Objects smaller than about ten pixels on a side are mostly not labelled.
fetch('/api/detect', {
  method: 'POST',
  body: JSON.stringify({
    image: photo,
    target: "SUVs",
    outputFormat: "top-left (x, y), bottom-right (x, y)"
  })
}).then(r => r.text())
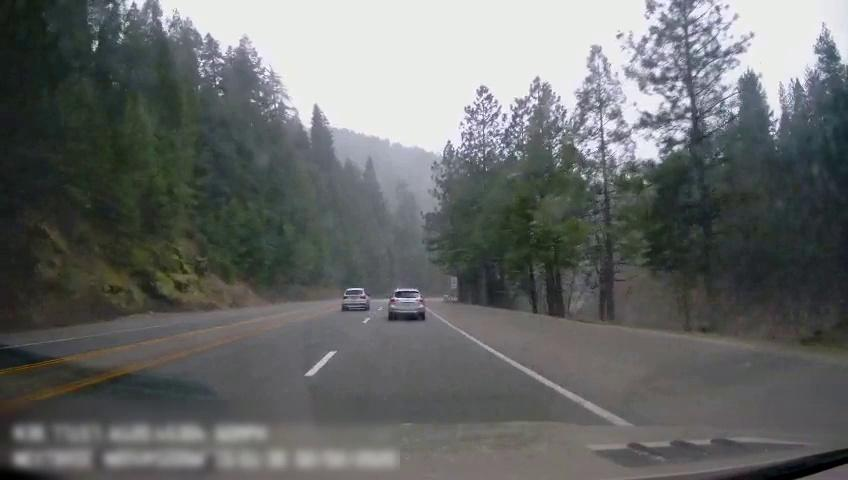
top-left (388, 288), bottom-right (425, 320)
top-left (341, 288), bottom-right (370, 310)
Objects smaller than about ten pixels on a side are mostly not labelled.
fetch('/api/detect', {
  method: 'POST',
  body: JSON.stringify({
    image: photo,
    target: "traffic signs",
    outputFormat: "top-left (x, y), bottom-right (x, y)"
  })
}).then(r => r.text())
top-left (450, 277), bottom-right (458, 289)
